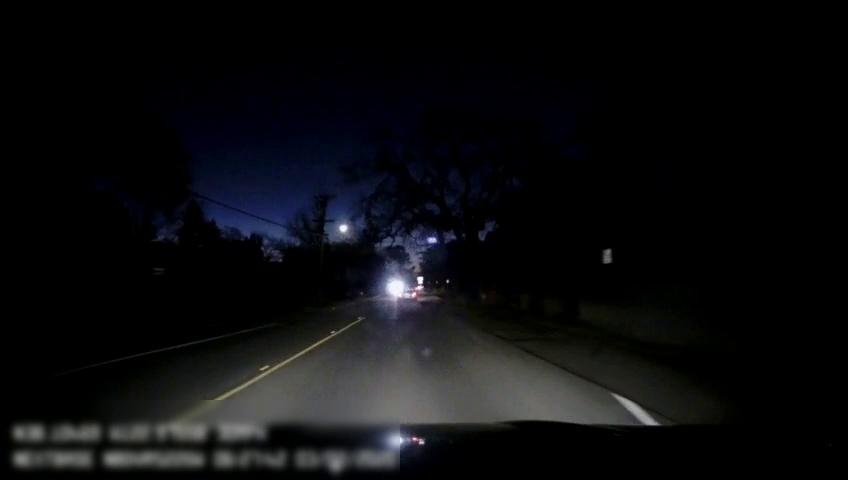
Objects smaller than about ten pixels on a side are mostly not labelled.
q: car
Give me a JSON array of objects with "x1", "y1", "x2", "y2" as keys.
[{"x1": 396, "y1": 286, "x2": 418, "y2": 304}]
